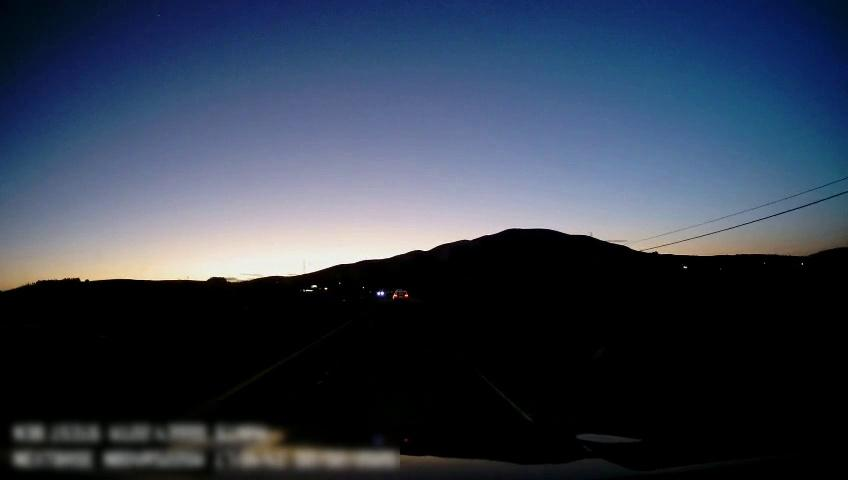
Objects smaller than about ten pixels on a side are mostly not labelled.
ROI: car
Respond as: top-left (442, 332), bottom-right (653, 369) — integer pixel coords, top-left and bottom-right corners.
top-left (392, 289), bottom-right (409, 303)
